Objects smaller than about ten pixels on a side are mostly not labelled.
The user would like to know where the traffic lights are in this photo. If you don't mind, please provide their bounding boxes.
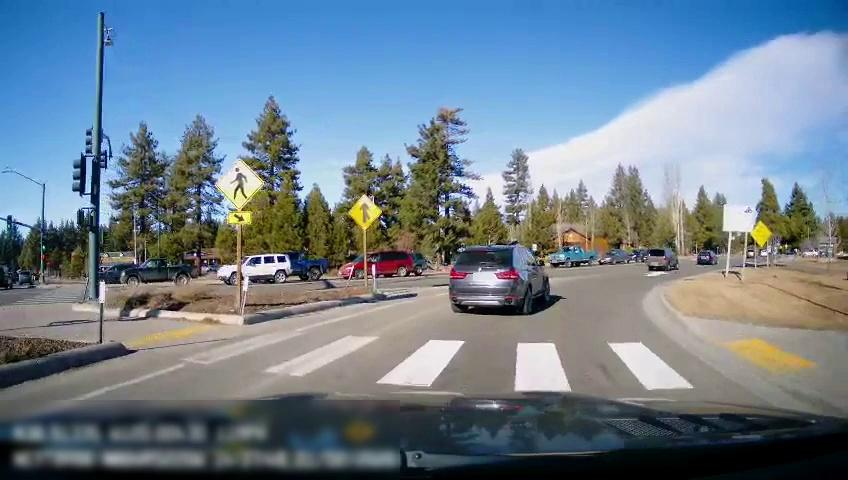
[6,215,13,231]
[76,209,84,226]
[70,159,84,192]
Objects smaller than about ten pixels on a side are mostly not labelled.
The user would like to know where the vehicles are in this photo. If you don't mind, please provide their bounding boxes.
[120,258,192,290]
[411,251,428,276]
[288,253,328,282]
[0,265,17,288]
[647,249,680,273]
[696,250,718,265]
[598,249,628,265]
[216,253,293,285]
[17,269,36,287]
[337,250,417,281]
[448,246,550,316]
[548,247,592,269]
[96,265,143,283]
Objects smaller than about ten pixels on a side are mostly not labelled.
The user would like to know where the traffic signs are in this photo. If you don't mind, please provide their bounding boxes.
[226,212,253,225]
[346,194,382,230]
[723,203,750,232]
[749,222,773,246]
[216,161,265,210]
